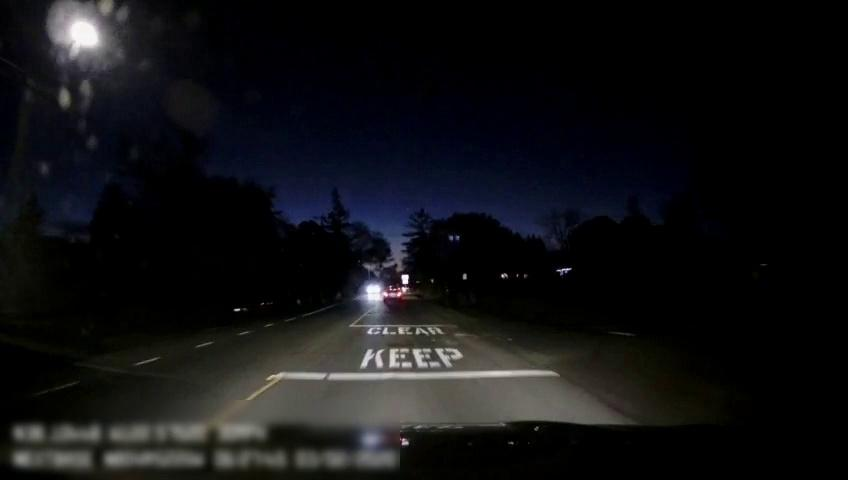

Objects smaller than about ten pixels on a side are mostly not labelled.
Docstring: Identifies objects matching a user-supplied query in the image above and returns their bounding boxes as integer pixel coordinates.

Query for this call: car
[382,287,403,304]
